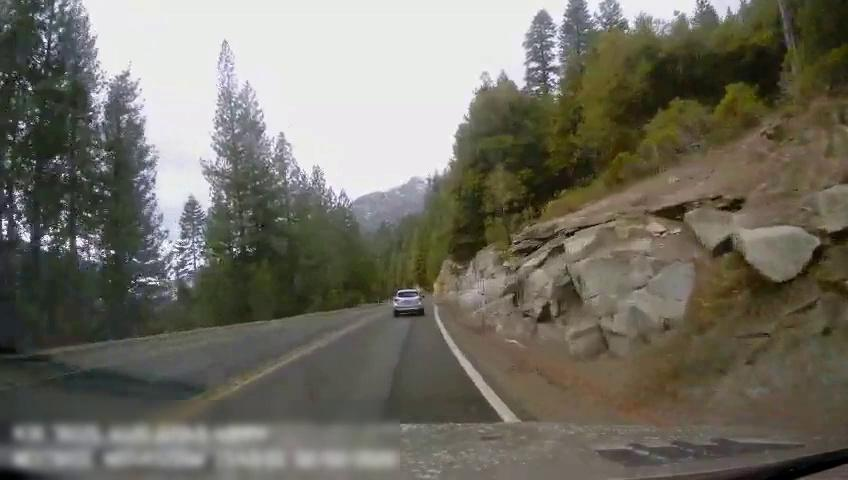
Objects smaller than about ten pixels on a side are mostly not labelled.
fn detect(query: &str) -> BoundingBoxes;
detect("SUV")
[392,288,425,317]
